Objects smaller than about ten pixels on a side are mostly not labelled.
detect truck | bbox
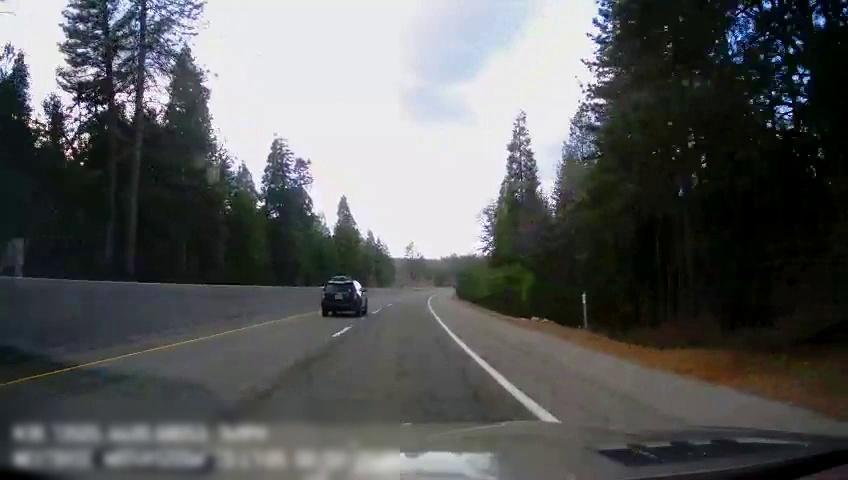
[0,236,24,278]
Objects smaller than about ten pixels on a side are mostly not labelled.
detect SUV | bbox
[321,279,369,319]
